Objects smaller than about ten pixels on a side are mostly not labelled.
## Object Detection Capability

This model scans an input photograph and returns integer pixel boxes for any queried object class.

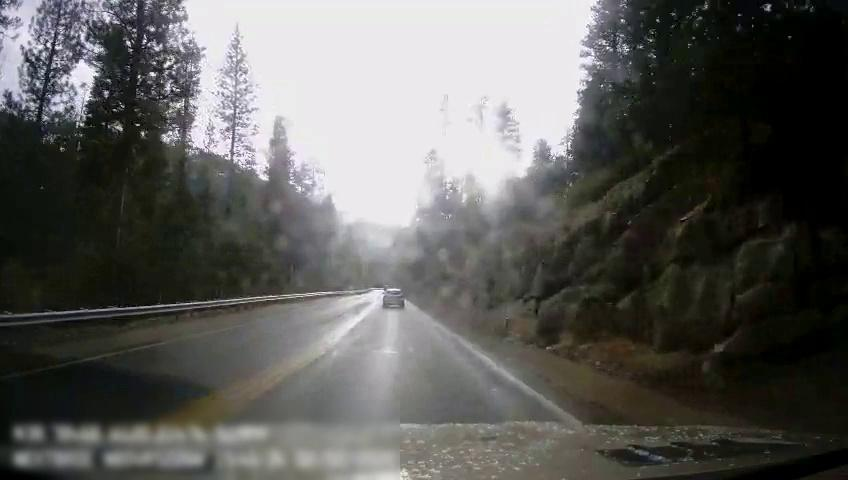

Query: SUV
[381,287,405,308]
